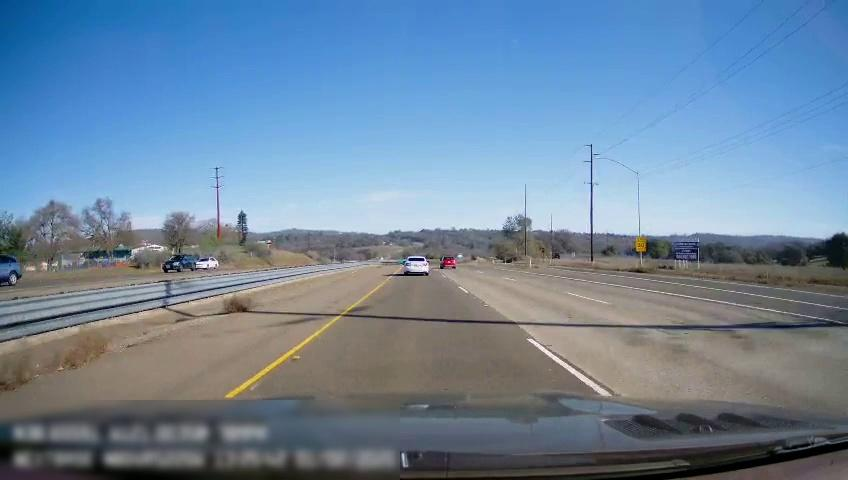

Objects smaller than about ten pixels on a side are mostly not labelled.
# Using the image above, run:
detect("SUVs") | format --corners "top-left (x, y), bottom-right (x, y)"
top-left (162, 254), bottom-right (195, 273)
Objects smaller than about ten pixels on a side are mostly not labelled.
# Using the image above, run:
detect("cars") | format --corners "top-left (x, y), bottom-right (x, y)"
top-left (401, 256), bottom-right (429, 276)
top-left (439, 257), bottom-right (456, 270)
top-left (0, 254), bottom-right (23, 288)
top-left (196, 255), bottom-right (218, 271)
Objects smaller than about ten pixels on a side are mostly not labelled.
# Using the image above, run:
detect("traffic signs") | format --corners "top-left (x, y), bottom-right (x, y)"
top-left (634, 236), bottom-right (648, 252)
